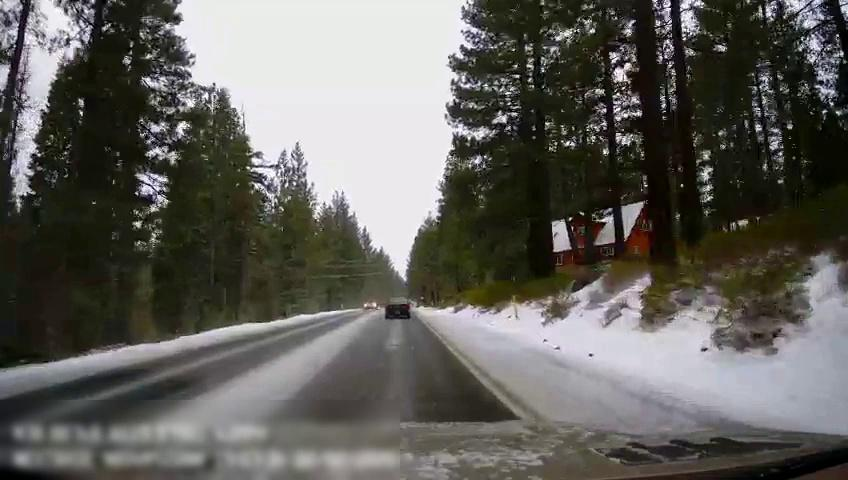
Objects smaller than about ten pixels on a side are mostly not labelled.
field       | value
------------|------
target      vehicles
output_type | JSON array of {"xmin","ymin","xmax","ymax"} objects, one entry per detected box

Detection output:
[
  {"xmin": 362, "ymin": 299, "xmax": 380, "ymax": 312},
  {"xmin": 384, "ymin": 296, "xmax": 411, "ymax": 320}
]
